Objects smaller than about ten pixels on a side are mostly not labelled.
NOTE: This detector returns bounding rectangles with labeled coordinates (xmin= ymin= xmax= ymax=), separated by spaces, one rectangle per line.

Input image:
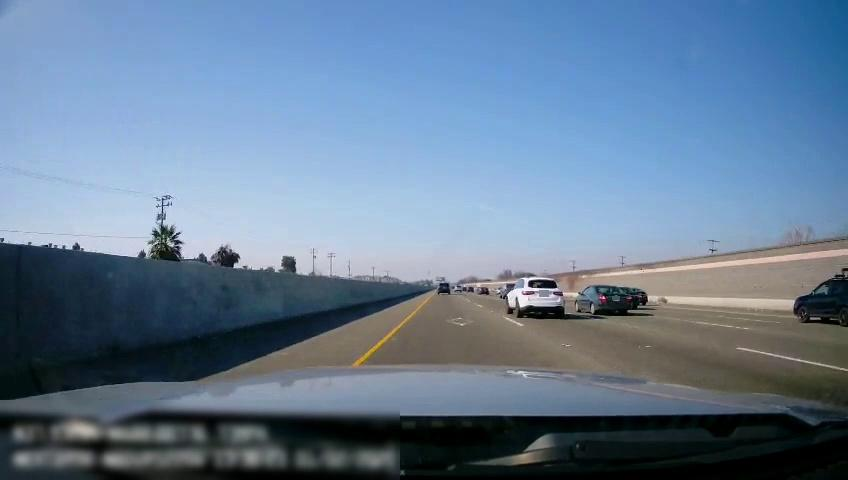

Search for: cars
xmin=792 ymin=277 xmax=848 ymax=328
xmin=477 ymin=286 xmax=490 ymax=295
xmin=575 ymin=285 xmax=633 ymax=315
xmin=617 ymin=287 xmax=641 ymax=309
xmin=632 ymin=287 xmax=648 ymax=305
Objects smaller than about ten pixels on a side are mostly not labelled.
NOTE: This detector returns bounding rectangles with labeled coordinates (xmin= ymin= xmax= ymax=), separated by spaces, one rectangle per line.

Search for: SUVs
xmin=437 ymin=281 xmax=451 ymax=295
xmin=506 ymin=277 xmax=566 ymax=318
xmin=500 ymin=283 xmax=514 ymax=298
